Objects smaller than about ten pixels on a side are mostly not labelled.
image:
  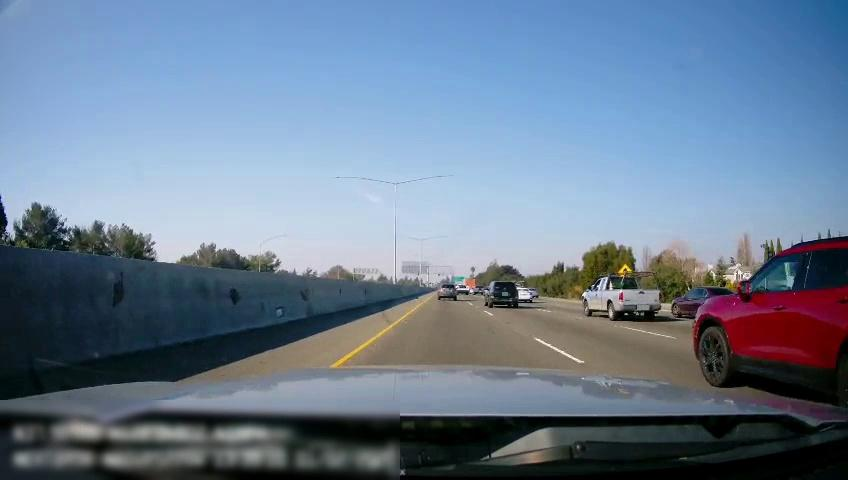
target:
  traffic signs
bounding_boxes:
[618,263,632,273]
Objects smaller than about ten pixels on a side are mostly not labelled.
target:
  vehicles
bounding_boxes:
[473,286,483,296]
[518,287,532,303]
[483,280,519,309]
[669,285,733,319]
[692,231,848,407]
[465,278,476,288]
[581,271,662,322]
[436,282,458,302]
[456,284,469,296]
[528,287,540,299]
